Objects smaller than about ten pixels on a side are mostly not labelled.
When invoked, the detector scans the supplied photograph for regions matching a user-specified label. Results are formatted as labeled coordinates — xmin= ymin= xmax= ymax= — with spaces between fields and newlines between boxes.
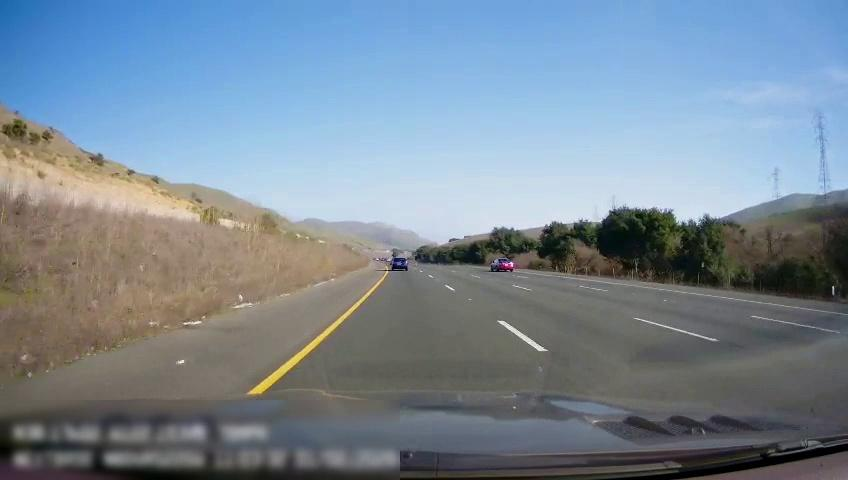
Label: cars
xmin=490 ymin=257 xmax=514 ymax=272
xmin=390 ymin=257 xmax=409 ymax=272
